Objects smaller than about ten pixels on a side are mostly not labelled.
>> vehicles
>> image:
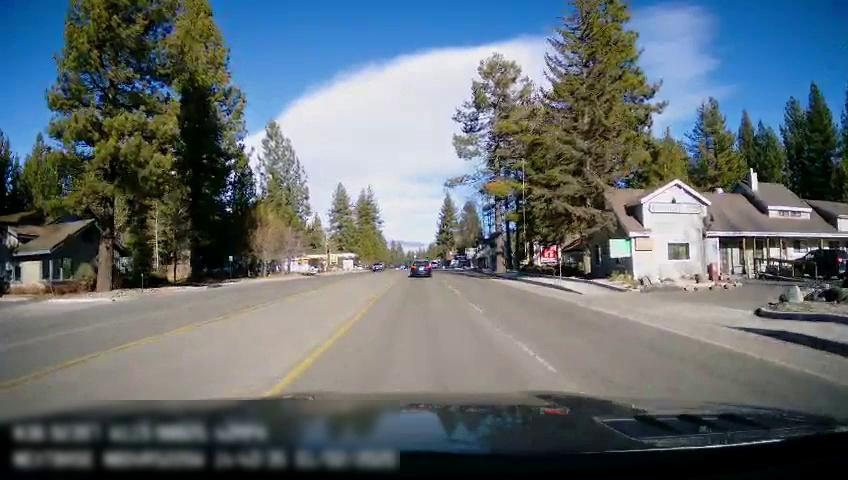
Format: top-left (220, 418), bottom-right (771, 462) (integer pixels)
top-left (412, 261), bottom-right (432, 278)
top-left (310, 266), bottom-right (319, 274)
top-left (371, 262), bottom-right (383, 272)
top-left (790, 247), bottom-right (848, 280)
